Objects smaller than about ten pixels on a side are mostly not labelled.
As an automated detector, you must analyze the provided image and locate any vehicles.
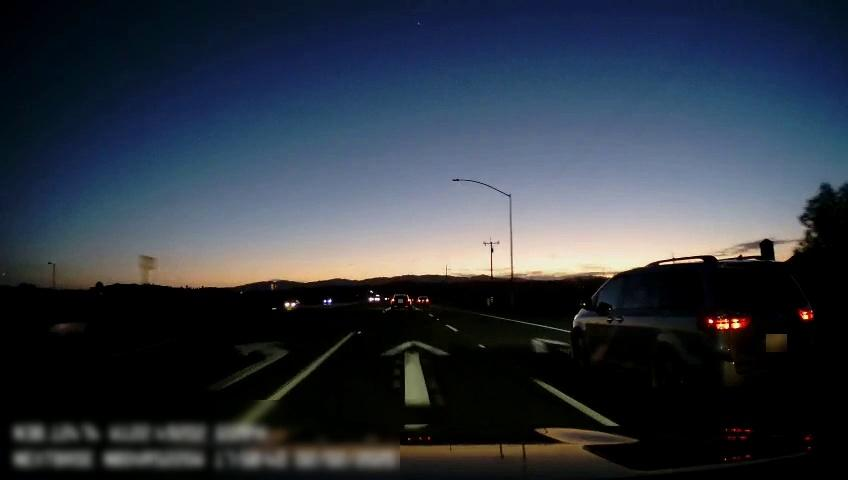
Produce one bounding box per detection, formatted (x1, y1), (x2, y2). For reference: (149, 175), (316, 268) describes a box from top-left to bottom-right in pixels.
(322, 296), (334, 306)
(569, 260), (818, 402)
(416, 295), (430, 307)
(283, 298), (301, 309)
(390, 294), (412, 313)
